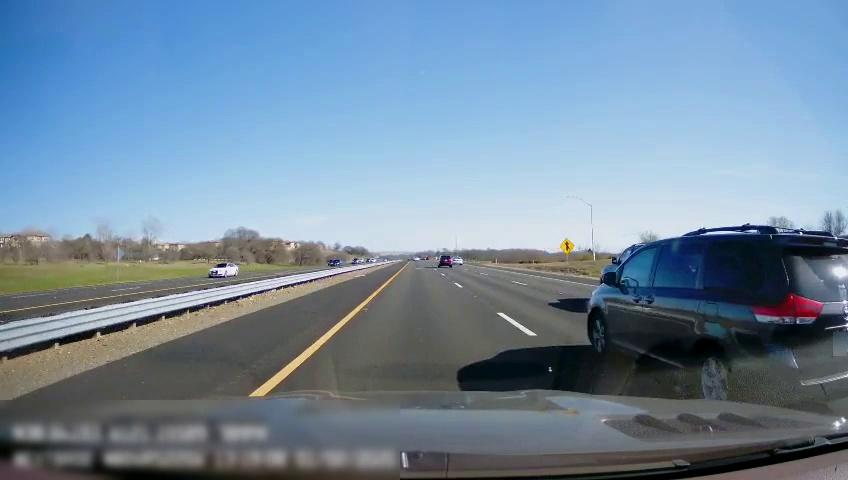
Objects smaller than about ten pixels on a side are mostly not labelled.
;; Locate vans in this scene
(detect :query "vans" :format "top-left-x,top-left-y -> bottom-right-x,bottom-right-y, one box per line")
585,233 -> 848,412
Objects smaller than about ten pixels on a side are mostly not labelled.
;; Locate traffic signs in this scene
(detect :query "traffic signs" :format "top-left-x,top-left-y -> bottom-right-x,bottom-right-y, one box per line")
560,238 -> 575,254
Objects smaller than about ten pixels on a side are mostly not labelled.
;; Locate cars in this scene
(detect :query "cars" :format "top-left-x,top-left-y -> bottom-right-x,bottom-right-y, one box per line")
330,259 -> 343,268
208,262 -> 239,279
437,254 -> 453,269
452,256 -> 464,266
